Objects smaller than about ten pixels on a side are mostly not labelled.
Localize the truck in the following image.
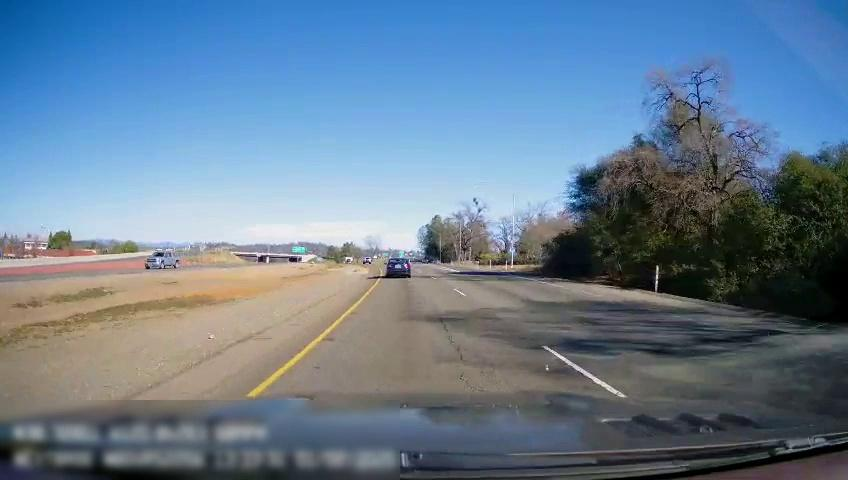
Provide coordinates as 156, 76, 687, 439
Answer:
143, 251, 183, 270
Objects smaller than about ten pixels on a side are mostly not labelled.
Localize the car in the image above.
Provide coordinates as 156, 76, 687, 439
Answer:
384, 255, 412, 279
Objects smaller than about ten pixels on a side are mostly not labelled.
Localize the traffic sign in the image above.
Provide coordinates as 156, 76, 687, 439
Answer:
289, 246, 309, 255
